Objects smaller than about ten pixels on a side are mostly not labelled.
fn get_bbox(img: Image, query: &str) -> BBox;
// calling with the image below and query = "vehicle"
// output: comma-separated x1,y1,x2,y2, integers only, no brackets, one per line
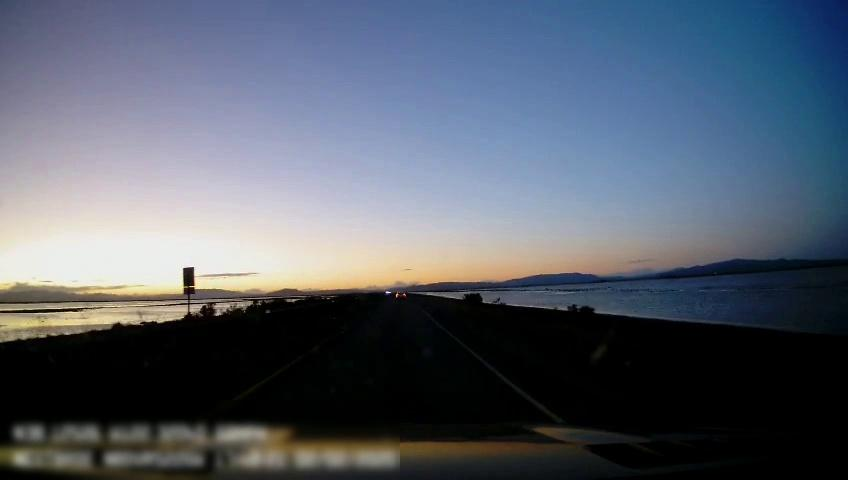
395,291,407,299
